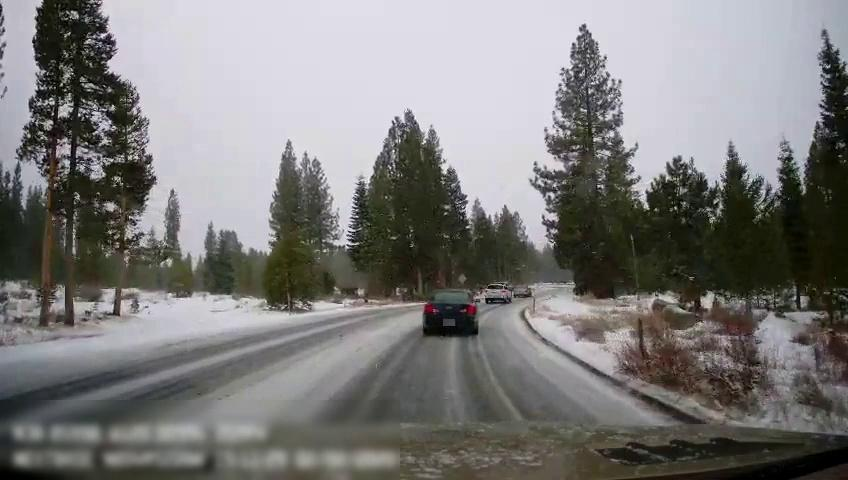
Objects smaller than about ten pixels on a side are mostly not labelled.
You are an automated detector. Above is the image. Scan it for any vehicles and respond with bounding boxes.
[495,281,512,293]
[514,286,532,297]
[485,284,512,304]
[422,289,482,334]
